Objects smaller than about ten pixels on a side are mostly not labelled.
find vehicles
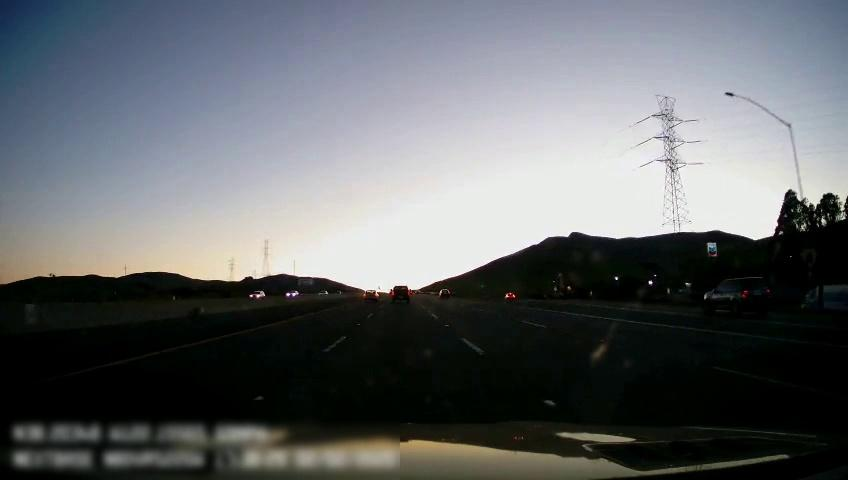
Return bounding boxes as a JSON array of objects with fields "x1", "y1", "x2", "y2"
[
  {"x1": 363, "y1": 290, "x2": 379, "y2": 302},
  {"x1": 391, "y1": 285, "x2": 410, "y2": 303},
  {"x1": 317, "y1": 291, "x2": 329, "y2": 296},
  {"x1": 703, "y1": 277, "x2": 772, "y2": 317},
  {"x1": 249, "y1": 291, "x2": 266, "y2": 298},
  {"x1": 285, "y1": 290, "x2": 300, "y2": 297},
  {"x1": 504, "y1": 293, "x2": 516, "y2": 300},
  {"x1": 439, "y1": 289, "x2": 450, "y2": 298},
  {"x1": 801, "y1": 285, "x2": 848, "y2": 311}
]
